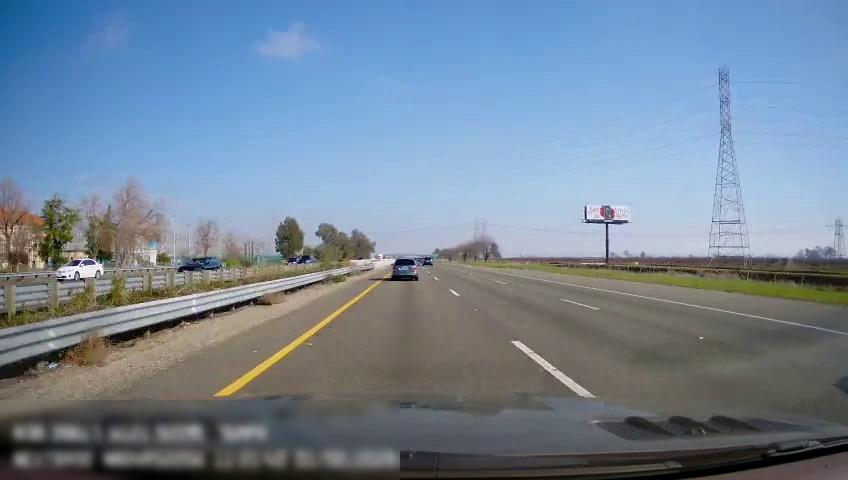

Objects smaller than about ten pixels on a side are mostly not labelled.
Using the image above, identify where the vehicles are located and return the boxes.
[421,256,433,267]
[176,256,226,273]
[55,258,105,283]
[391,259,419,281]
[284,257,300,266]
[296,255,317,265]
